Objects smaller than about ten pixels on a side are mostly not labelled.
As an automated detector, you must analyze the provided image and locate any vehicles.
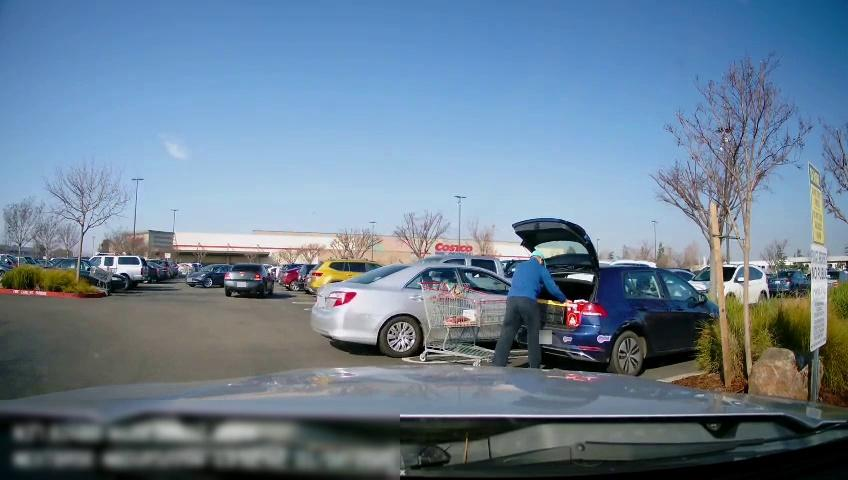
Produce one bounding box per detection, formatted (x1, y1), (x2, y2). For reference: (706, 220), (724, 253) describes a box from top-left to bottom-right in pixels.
(767, 269), (812, 298)
(54, 258), (130, 293)
(310, 260), (529, 359)
(600, 259), (658, 269)
(90, 255), (149, 284)
(297, 263), (316, 285)
(688, 262), (771, 307)
(423, 252), (504, 278)
(510, 217), (719, 376)
(304, 259), (383, 293)
(185, 263), (231, 288)
(668, 267), (697, 282)
(223, 262), (274, 299)
(280, 263), (303, 292)
(267, 266), (280, 276)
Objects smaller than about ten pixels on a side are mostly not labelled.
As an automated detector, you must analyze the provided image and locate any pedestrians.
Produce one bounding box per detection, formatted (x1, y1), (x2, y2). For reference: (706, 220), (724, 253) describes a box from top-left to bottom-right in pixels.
(494, 251), (569, 370)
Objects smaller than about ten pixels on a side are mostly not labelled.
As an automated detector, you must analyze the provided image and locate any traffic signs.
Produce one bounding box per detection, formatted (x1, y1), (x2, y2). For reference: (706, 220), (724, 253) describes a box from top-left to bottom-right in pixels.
(809, 242), (829, 353)
(807, 163), (825, 246)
